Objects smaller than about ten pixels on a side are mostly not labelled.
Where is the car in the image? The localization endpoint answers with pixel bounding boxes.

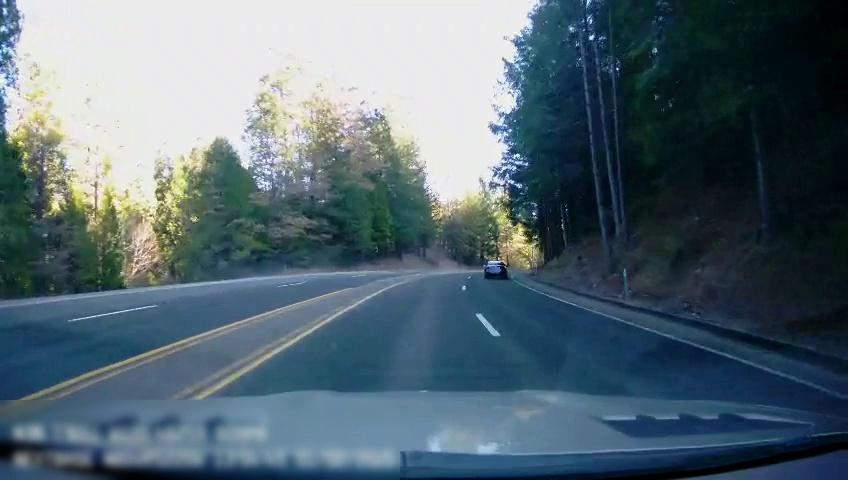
[484,261,506,279]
